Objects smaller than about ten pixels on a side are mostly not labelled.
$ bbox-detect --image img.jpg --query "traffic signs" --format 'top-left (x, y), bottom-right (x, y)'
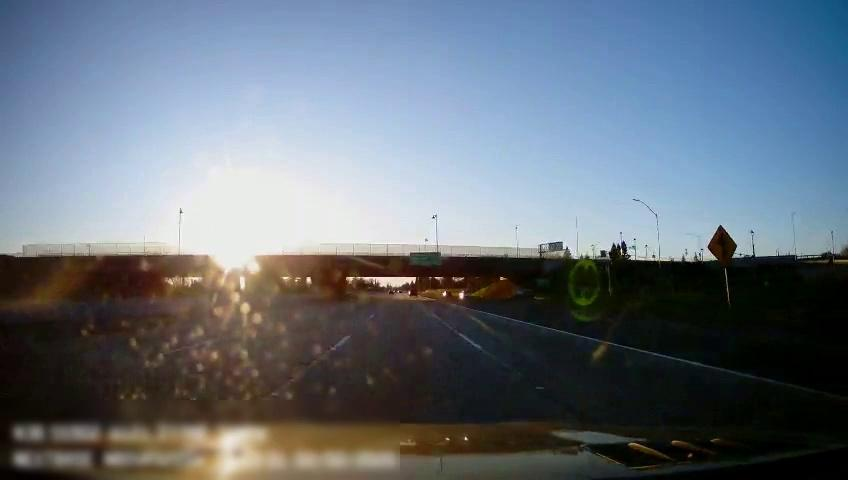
top-left (409, 252), bottom-right (443, 268)
top-left (549, 242), bottom-right (564, 253)
top-left (706, 225), bottom-right (737, 269)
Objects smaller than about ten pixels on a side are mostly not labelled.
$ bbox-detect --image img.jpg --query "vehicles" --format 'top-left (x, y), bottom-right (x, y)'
top-left (458, 289), bottom-right (474, 300)
top-left (408, 288), bottom-right (419, 298)
top-left (443, 290), bottom-right (452, 297)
